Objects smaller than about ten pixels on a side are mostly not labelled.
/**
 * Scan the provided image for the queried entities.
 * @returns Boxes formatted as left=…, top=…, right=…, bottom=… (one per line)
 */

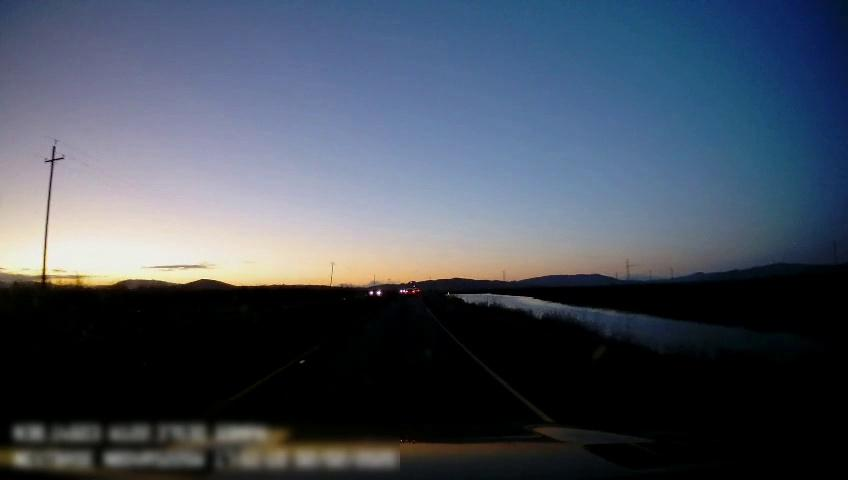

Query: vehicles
left=404, top=288, right=416, bottom=297
left=367, top=286, right=383, bottom=298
